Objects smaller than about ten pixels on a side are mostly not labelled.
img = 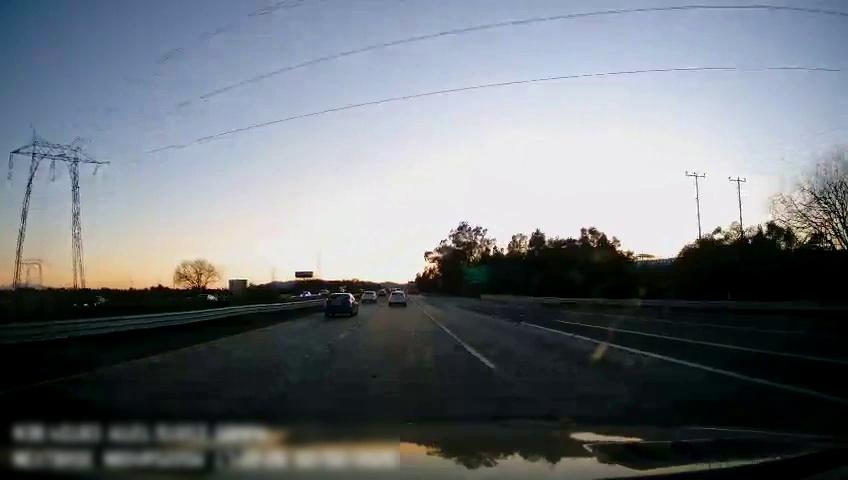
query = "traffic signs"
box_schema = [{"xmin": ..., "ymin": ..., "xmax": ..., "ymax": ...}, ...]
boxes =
[{"xmin": 464, "ymin": 267, "xmax": 489, "ymax": 283}]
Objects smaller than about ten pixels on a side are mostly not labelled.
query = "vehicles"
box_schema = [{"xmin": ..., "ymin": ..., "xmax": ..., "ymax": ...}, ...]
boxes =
[
  {"xmin": 407, "ymin": 281, "xmax": 417, "ymax": 294},
  {"xmin": 360, "ymin": 290, "xmax": 378, "ymax": 304},
  {"xmin": 388, "ymin": 290, "xmax": 408, "ymax": 307},
  {"xmin": 73, "ymin": 295, "xmax": 107, "ymax": 310},
  {"xmin": 199, "ymin": 293, "xmax": 217, "ymax": 301},
  {"xmin": 324, "ymin": 293, "xmax": 359, "ymax": 318}
]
